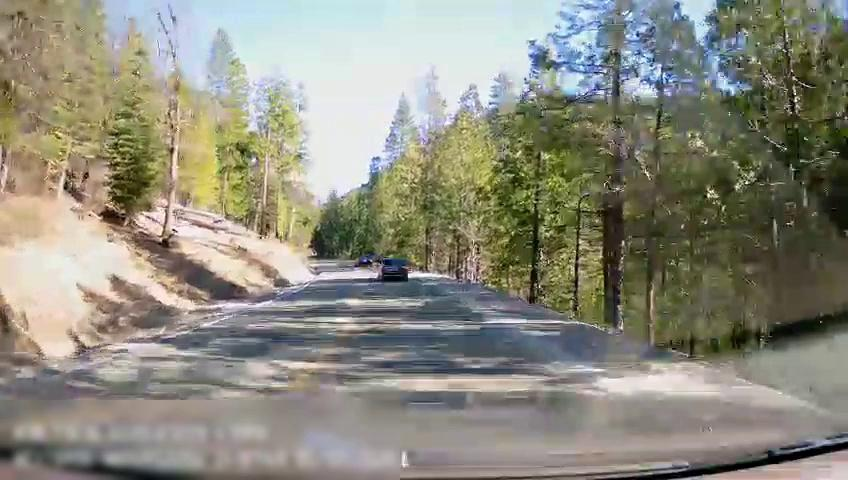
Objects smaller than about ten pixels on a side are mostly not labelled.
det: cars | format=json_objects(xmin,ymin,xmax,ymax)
[
  {"xmin": 376, "ymin": 256, "xmax": 409, "ymax": 282},
  {"xmin": 354, "ymin": 255, "xmax": 373, "ymax": 268}
]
